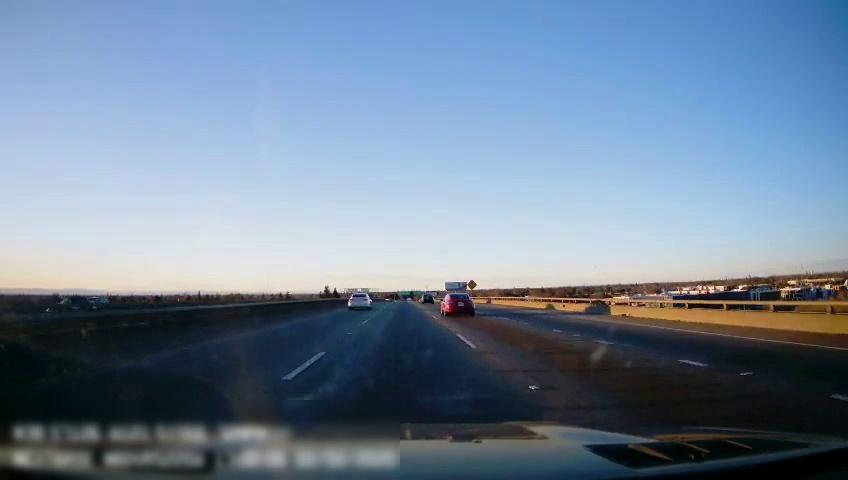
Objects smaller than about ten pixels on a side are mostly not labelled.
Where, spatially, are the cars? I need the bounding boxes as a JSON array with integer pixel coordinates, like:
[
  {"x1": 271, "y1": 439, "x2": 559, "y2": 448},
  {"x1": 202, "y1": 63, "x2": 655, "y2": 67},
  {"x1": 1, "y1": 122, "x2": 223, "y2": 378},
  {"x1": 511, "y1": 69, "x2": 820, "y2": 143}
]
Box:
[
  {"x1": 421, "y1": 295, "x2": 434, "y2": 305},
  {"x1": 440, "y1": 293, "x2": 475, "y2": 318},
  {"x1": 347, "y1": 292, "x2": 373, "y2": 311}
]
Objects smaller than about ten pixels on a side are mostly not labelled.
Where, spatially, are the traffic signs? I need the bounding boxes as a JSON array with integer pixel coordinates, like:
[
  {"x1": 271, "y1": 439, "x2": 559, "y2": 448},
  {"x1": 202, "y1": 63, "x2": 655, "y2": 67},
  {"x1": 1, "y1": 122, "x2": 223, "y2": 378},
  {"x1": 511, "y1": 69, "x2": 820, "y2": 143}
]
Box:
[{"x1": 467, "y1": 279, "x2": 478, "y2": 290}]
